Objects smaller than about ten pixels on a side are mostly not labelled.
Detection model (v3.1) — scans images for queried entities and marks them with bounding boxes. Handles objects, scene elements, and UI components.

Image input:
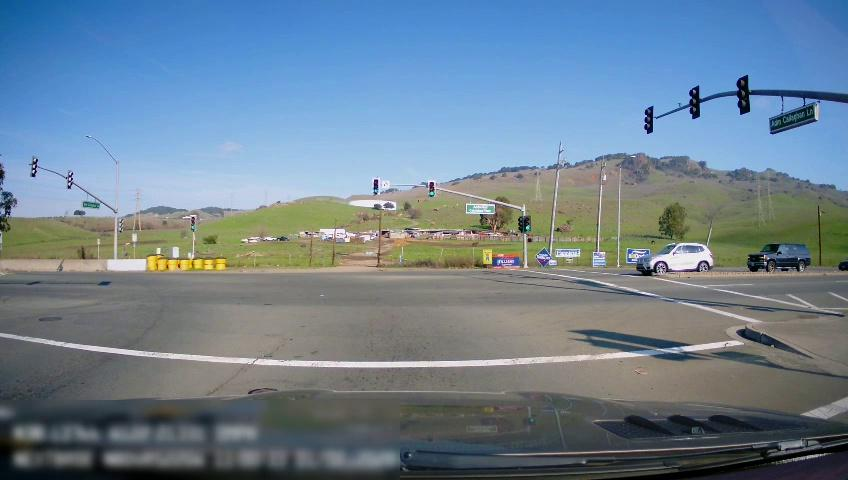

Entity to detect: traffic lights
[117,215,125,233]
[517,215,525,232]
[426,178,437,197]
[643,104,655,135]
[189,214,198,232]
[30,156,40,178]
[735,74,751,115]
[687,84,702,120]
[523,214,533,232]
[66,168,75,190]
[371,176,382,196]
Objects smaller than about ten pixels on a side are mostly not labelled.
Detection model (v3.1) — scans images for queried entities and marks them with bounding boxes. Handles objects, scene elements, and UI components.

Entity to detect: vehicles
[746,243,812,273]
[838,261,848,272]
[636,242,714,276]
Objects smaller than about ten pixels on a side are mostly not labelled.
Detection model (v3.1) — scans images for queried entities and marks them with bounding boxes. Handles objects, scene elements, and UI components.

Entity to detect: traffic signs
[464,201,497,216]
[768,100,821,135]
[81,199,101,209]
